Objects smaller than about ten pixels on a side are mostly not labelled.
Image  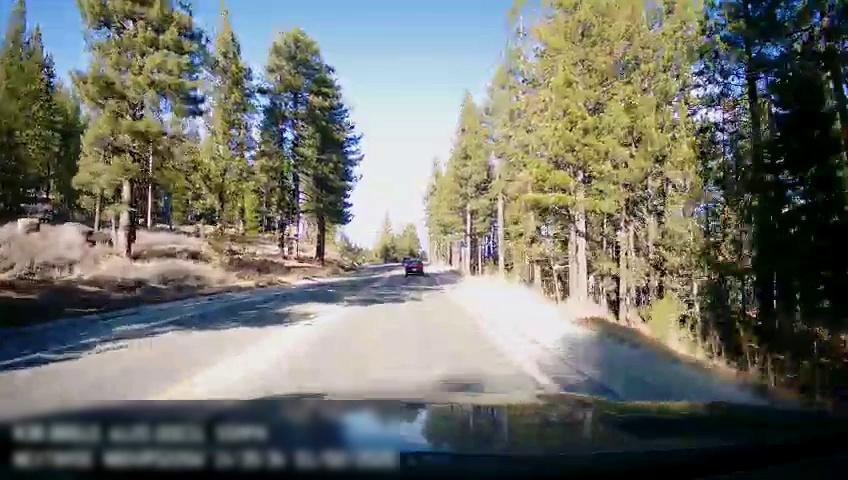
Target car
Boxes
[405,259,424,276]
